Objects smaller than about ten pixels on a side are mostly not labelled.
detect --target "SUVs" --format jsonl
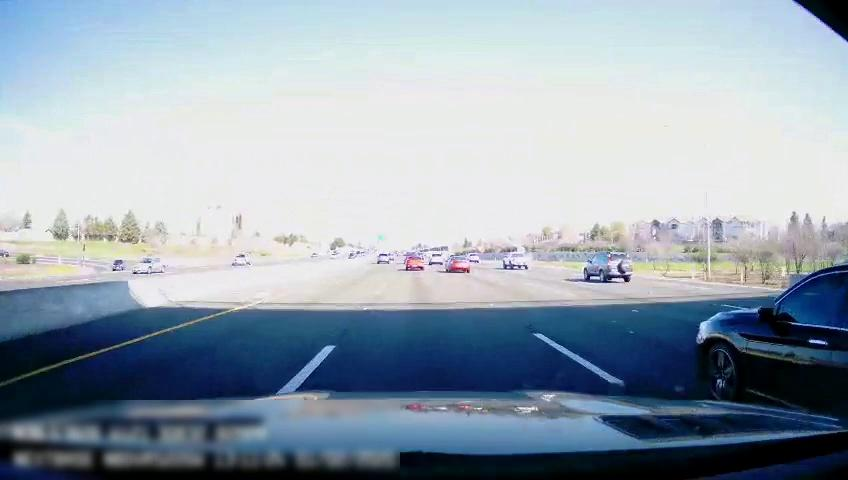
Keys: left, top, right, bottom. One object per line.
{"left": 376, "top": 252, "right": 390, "bottom": 264}
{"left": 427, "top": 253, "right": 444, "bottom": 266}
{"left": 693, "top": 265, "right": 848, "bottom": 422}
{"left": 583, "top": 251, "right": 635, "bottom": 284}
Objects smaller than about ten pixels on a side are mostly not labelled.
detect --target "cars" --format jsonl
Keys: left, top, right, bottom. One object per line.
{"left": 231, "top": 255, "right": 252, "bottom": 267}
{"left": 406, "top": 255, "right": 426, "bottom": 270}
{"left": 111, "top": 259, "right": 127, "bottom": 272}
{"left": 466, "top": 253, "right": 480, "bottom": 263}
{"left": 444, "top": 255, "right": 471, "bottom": 273}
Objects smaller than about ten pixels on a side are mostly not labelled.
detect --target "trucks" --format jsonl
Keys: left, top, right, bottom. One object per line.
{"left": 132, "top": 257, "right": 168, "bottom": 275}
{"left": 502, "top": 252, "right": 530, "bottom": 270}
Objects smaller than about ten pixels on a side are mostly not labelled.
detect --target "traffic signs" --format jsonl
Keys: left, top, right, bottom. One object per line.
{"left": 370, "top": 233, "right": 386, "bottom": 241}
